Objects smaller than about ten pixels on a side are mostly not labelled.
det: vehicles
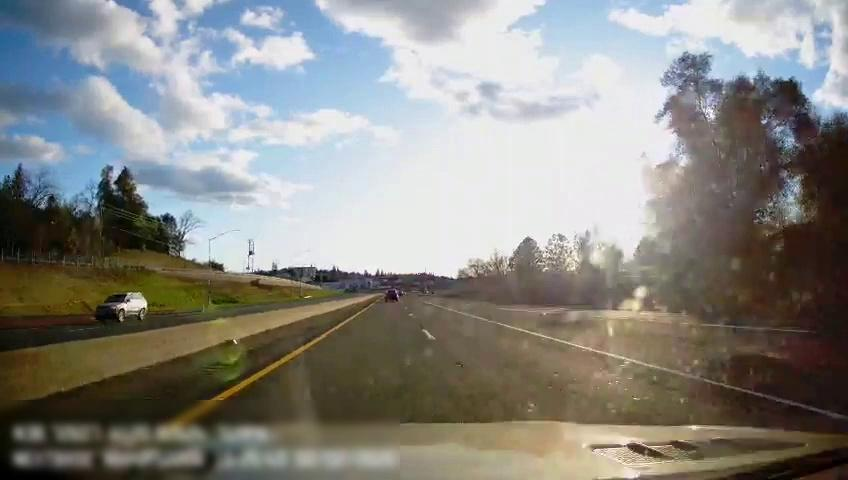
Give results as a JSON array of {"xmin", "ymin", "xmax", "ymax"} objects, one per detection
[
  {"xmin": 95, "ymin": 292, "xmax": 149, "ymax": 323},
  {"xmin": 385, "ymin": 289, "xmax": 399, "ymax": 302}
]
